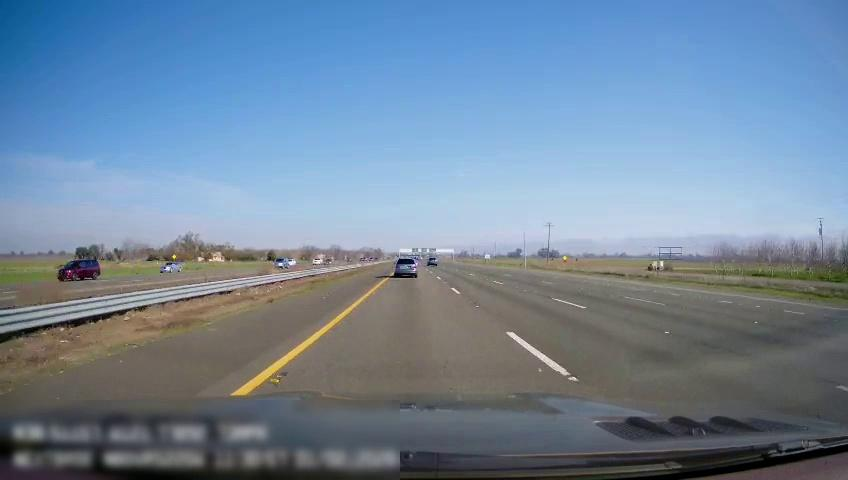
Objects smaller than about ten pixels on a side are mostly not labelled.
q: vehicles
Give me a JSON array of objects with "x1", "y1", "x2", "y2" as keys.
[
  {"x1": 271, "y1": 257, "x2": 290, "y2": 270},
  {"x1": 288, "y1": 258, "x2": 297, "y2": 268},
  {"x1": 394, "y1": 257, "x2": 418, "y2": 278},
  {"x1": 57, "y1": 259, "x2": 101, "y2": 282},
  {"x1": 312, "y1": 258, "x2": 323, "y2": 266},
  {"x1": 426, "y1": 257, "x2": 437, "y2": 266},
  {"x1": 159, "y1": 262, "x2": 183, "y2": 274}
]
